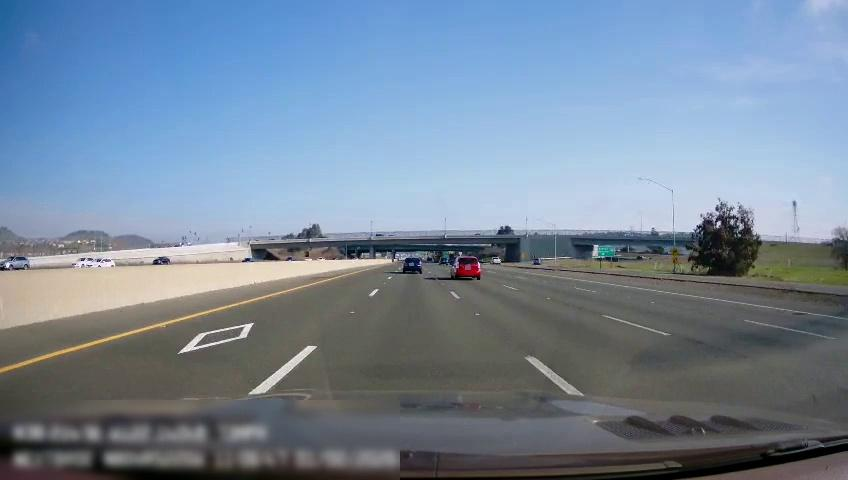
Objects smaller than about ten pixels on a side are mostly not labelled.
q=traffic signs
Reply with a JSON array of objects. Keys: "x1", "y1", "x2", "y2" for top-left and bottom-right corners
[
  {"x1": 671, "y1": 248, "x2": 680, "y2": 265},
  {"x1": 596, "y1": 245, "x2": 617, "y2": 257}
]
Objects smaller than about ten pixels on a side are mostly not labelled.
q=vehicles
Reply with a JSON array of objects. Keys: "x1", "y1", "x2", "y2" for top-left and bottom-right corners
[
  {"x1": 84, "y1": 257, "x2": 117, "y2": 269},
  {"x1": 72, "y1": 257, "x2": 96, "y2": 269},
  {"x1": 402, "y1": 257, "x2": 422, "y2": 273},
  {"x1": 240, "y1": 257, "x2": 256, "y2": 264},
  {"x1": 451, "y1": 257, "x2": 481, "y2": 280},
  {"x1": 152, "y1": 256, "x2": 170, "y2": 265},
  {"x1": 0, "y1": 256, "x2": 31, "y2": 271},
  {"x1": 438, "y1": 257, "x2": 448, "y2": 266}
]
